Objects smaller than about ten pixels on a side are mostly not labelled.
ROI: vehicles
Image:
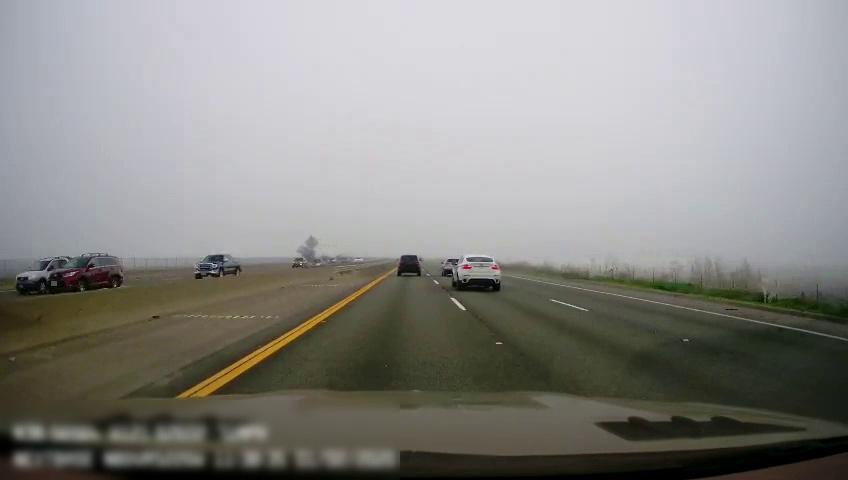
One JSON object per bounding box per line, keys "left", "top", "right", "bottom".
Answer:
{"left": 396, "top": 255, "right": 423, "bottom": 277}
{"left": 309, "top": 258, "right": 327, "bottom": 268}
{"left": 291, "top": 257, "right": 309, "bottom": 269}
{"left": 193, "top": 254, "right": 243, "bottom": 280}
{"left": 353, "top": 257, "right": 365, "bottom": 263}
{"left": 15, "top": 256, "right": 74, "bottom": 296}
{"left": 48, "top": 252, "right": 127, "bottom": 295}
{"left": 440, "top": 257, "right": 464, "bottom": 277}
{"left": 451, "top": 254, "right": 502, "bottom": 292}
